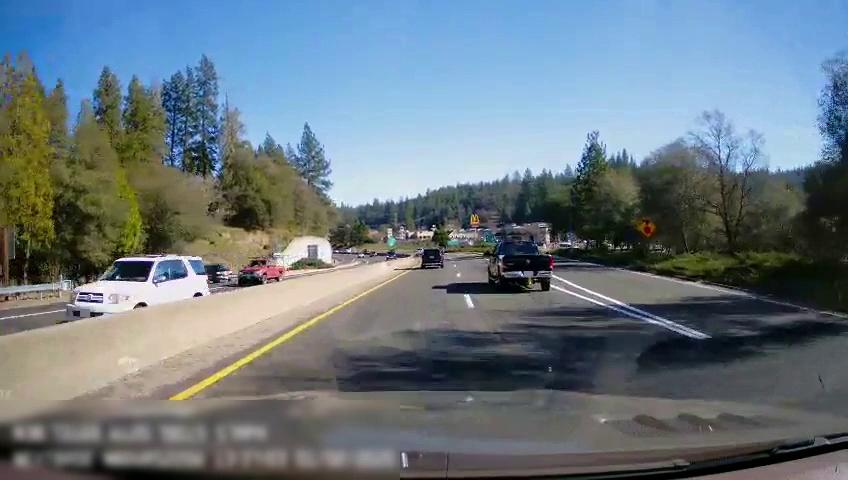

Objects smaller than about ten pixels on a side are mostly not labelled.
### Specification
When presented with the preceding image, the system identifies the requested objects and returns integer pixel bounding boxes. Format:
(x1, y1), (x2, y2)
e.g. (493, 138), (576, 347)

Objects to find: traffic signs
(637, 216), (656, 238)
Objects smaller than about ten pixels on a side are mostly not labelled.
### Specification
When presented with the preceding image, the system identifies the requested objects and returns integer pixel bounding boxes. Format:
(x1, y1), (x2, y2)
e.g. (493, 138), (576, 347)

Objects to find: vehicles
(237, 257), (288, 288)
(385, 251), (396, 262)
(204, 263), (234, 285)
(65, 254), (210, 325)
(484, 240), (554, 293)
(420, 248), (446, 269)
(415, 248), (424, 257)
